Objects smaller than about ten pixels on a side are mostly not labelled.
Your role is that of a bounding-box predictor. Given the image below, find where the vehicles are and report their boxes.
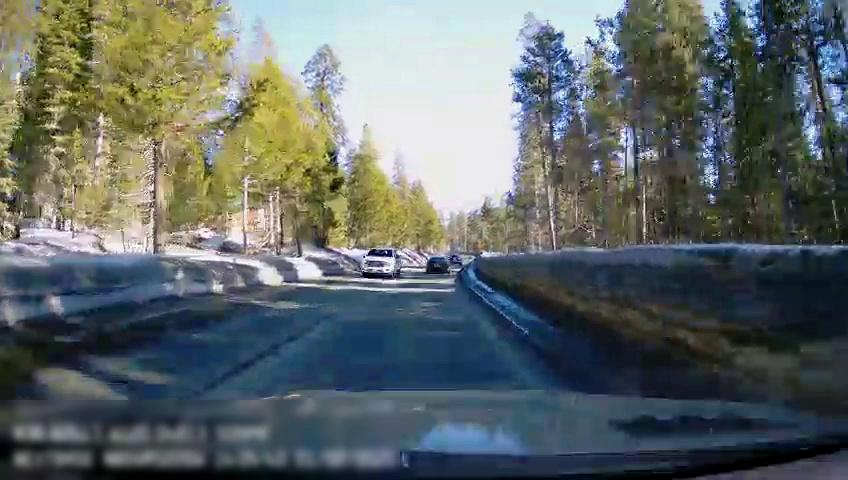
[359,247,401,281]
[424,255,452,275]
[449,256,462,266]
